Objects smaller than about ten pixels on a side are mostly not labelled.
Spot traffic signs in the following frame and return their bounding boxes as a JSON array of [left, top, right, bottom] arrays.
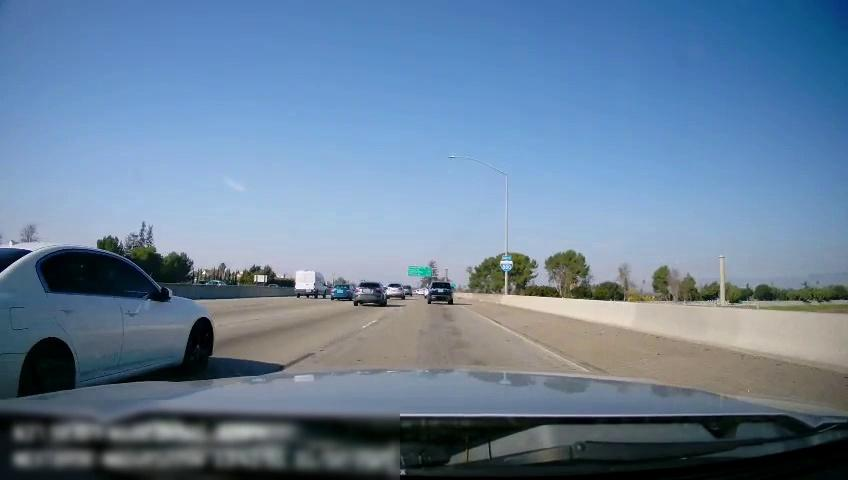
[[499, 253, 514, 273], [407, 265, 433, 278]]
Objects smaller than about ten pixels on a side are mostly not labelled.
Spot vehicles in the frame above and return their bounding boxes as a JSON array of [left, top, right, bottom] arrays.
[[330, 284, 355, 302], [295, 271, 328, 299], [385, 283, 406, 300], [0, 241, 216, 399], [427, 282, 455, 305], [353, 281, 388, 307], [398, 285, 413, 298]]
